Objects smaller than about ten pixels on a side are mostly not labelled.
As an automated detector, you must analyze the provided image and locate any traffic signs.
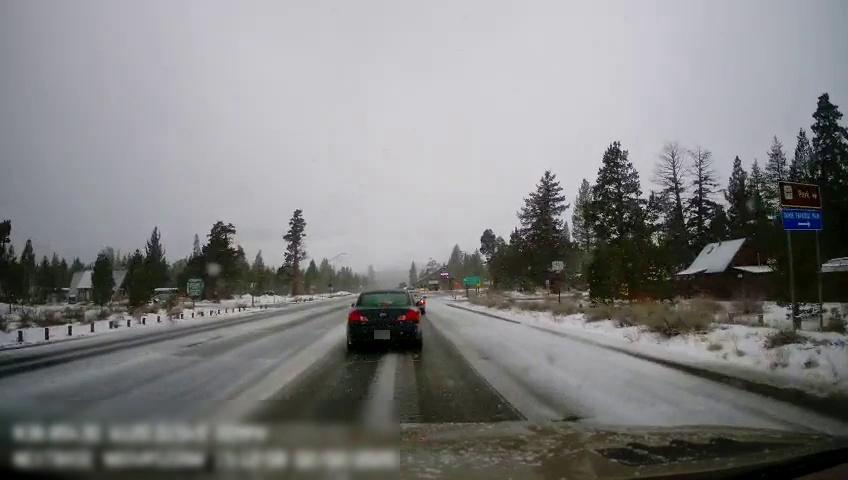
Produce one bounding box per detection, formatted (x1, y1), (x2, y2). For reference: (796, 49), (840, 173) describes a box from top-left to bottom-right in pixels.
(781, 209), (823, 231)
(552, 261), (564, 271)
(778, 181), (823, 208)
(464, 277), (479, 285)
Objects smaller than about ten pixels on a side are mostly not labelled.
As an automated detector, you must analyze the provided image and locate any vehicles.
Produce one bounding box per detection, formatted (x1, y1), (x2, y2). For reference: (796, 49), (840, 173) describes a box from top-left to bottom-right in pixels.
(408, 290), (426, 314)
(347, 290), (423, 352)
